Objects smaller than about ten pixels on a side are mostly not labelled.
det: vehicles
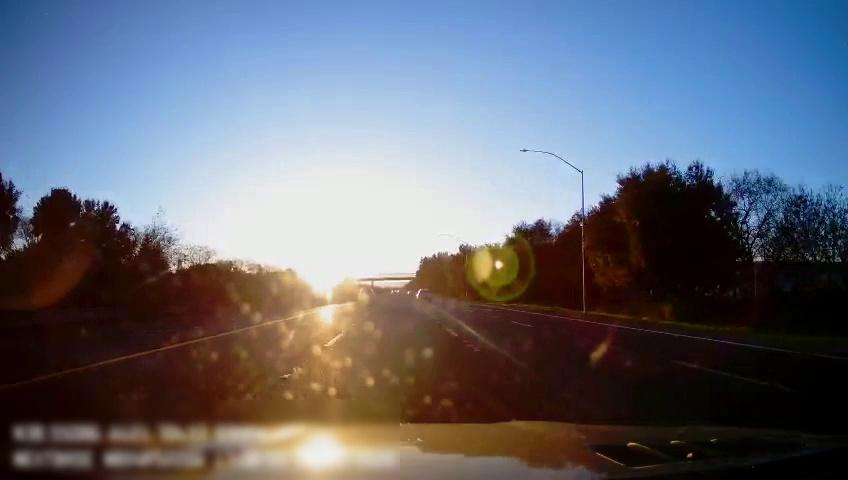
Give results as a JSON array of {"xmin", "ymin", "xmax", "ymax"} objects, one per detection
[
  {"xmin": 356, "ymin": 287, "xmax": 376, "ymax": 306},
  {"xmin": 416, "ymin": 288, "xmax": 433, "ymax": 301}
]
